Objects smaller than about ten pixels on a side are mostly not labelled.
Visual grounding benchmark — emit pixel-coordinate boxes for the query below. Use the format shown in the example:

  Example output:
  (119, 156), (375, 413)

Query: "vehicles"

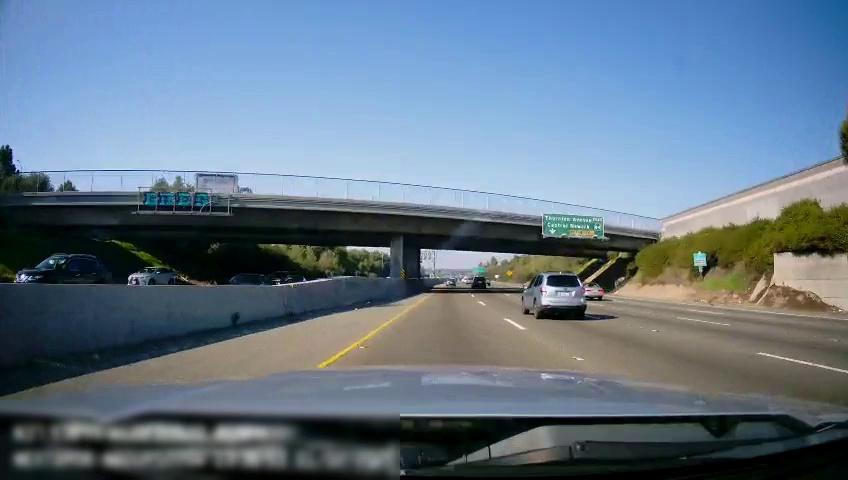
(263, 270), (306, 285)
(521, 271), (586, 320)
(127, 266), (178, 285)
(227, 273), (265, 285)
(582, 283), (604, 301)
(13, 254), (113, 284)
(471, 276), (487, 290)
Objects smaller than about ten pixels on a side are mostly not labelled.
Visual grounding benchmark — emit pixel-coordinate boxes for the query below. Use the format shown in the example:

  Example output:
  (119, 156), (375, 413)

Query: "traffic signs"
(543, 213), (605, 239)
